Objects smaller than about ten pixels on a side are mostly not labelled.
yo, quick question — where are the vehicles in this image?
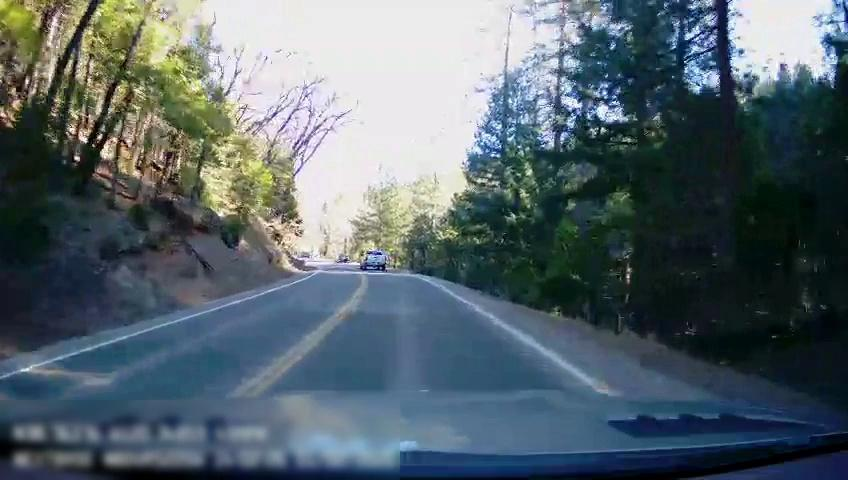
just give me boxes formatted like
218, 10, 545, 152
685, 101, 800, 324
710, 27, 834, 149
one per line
337, 255, 350, 262
360, 249, 386, 271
